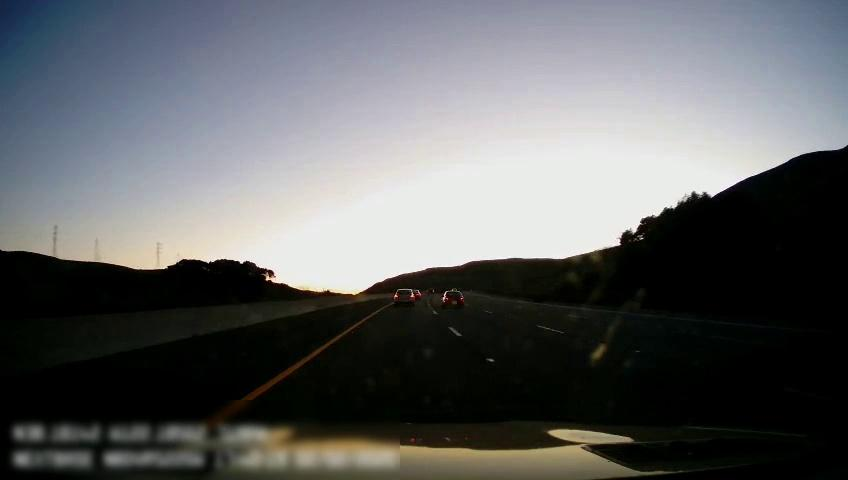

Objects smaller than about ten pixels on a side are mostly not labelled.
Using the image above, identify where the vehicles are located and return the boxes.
[394,288,415,307]
[440,291,464,308]
[412,289,421,300]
